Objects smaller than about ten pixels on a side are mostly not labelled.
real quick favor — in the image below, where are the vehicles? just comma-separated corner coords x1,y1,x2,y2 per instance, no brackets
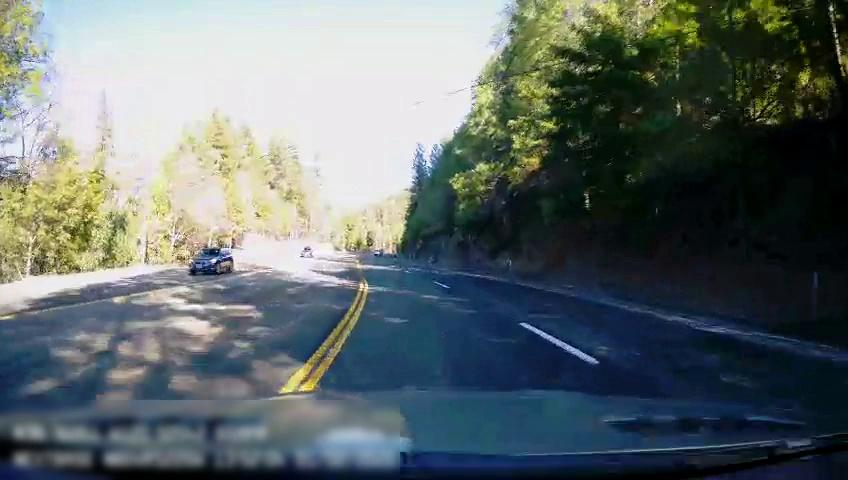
188,246,235,277
298,244,314,259
372,247,385,257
